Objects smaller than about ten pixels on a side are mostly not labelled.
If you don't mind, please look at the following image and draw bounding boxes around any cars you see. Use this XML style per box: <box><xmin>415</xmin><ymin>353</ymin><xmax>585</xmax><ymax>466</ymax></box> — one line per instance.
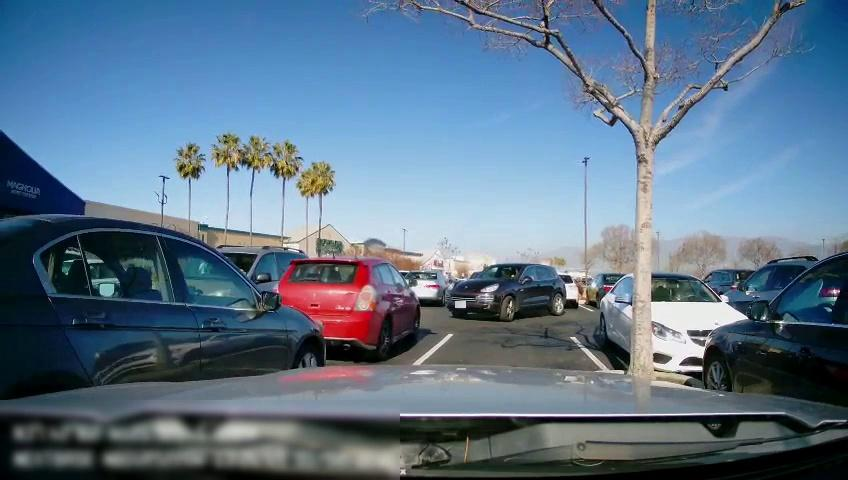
<box><xmin>585</xmin><ymin>272</ymin><xmax>633</xmax><ymax>309</ymax></box>
<box><xmin>267</xmin><ymin>257</ymin><xmax>422</xmax><ymax>363</ymax></box>
<box><xmin>403</xmin><ymin>271</ymin><xmax>453</xmax><ymax>307</ymax></box>
<box><xmin>542</xmin><ymin>273</ymin><xmax>579</xmax><ymax>309</ymax></box>
<box><xmin>0</xmin><ymin>212</ymin><xmax>324</xmax><ymax>402</ymax></box>
<box><xmin>598</xmin><ymin>269</ymin><xmax>762</xmax><ymax>374</ymax></box>
<box><xmin>702</xmin><ymin>250</ymin><xmax>848</xmax><ymax>408</ymax></box>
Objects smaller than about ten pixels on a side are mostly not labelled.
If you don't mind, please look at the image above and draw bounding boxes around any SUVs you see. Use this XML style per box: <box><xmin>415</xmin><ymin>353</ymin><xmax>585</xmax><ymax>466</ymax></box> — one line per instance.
<box><xmin>711</xmin><ymin>254</ymin><xmax>848</xmax><ymax>341</ymax></box>
<box><xmin>389</xmin><ymin>271</ymin><xmax>433</xmax><ymax>292</ymax></box>
<box><xmin>696</xmin><ymin>270</ymin><xmax>770</xmax><ymax>304</ymax></box>
<box><xmin>445</xmin><ymin>262</ymin><xmax>568</xmax><ymax>323</ymax></box>
<box><xmin>158</xmin><ymin>244</ymin><xmax>313</xmax><ymax>316</ymax></box>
